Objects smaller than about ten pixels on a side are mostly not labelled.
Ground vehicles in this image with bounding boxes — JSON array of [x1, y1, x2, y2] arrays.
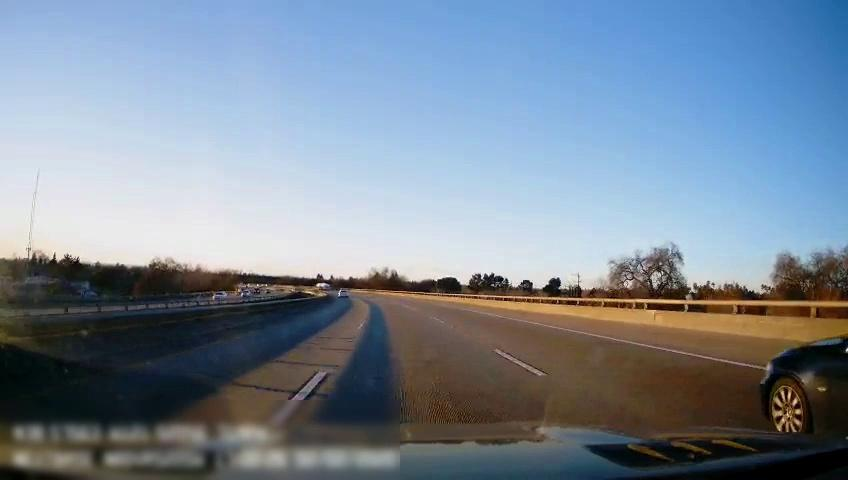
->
[[241, 290, 251, 297], [316, 283, 331, 291], [212, 291, 228, 301], [758, 333, 848, 440], [338, 289, 349, 298]]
